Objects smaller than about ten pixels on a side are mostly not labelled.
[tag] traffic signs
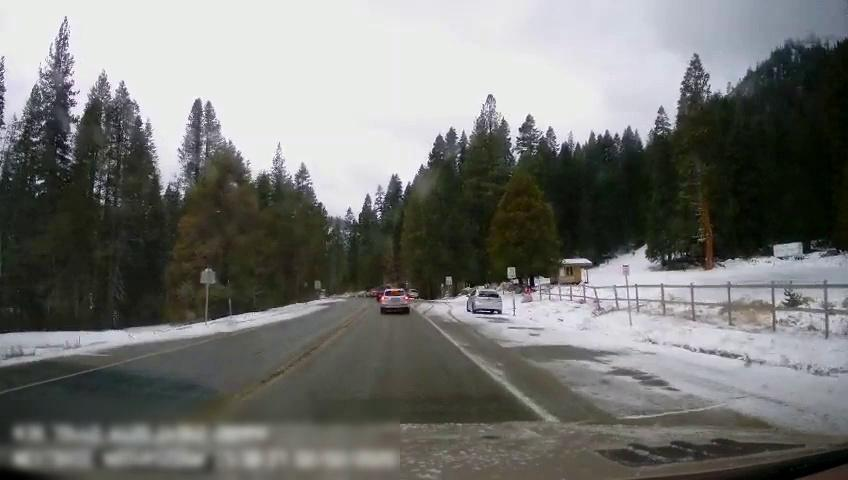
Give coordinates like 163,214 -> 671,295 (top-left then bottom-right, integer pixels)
622,265 -> 630,276
507,267 -> 516,279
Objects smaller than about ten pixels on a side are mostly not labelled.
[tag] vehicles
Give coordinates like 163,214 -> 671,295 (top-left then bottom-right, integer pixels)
466,289 -> 503,314
406,289 -> 419,300
376,286 -> 393,302
380,289 -> 409,314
